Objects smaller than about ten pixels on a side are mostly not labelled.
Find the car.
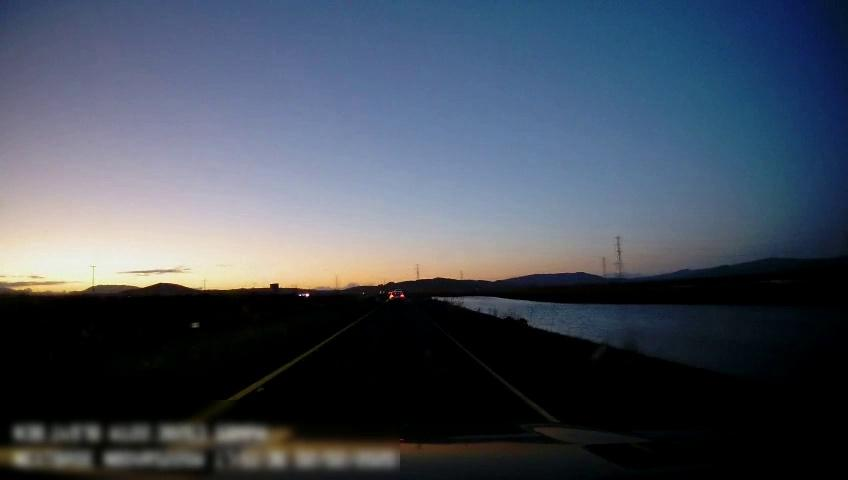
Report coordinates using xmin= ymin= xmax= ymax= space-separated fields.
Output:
xmin=389 ymin=290 xmax=405 ymax=302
